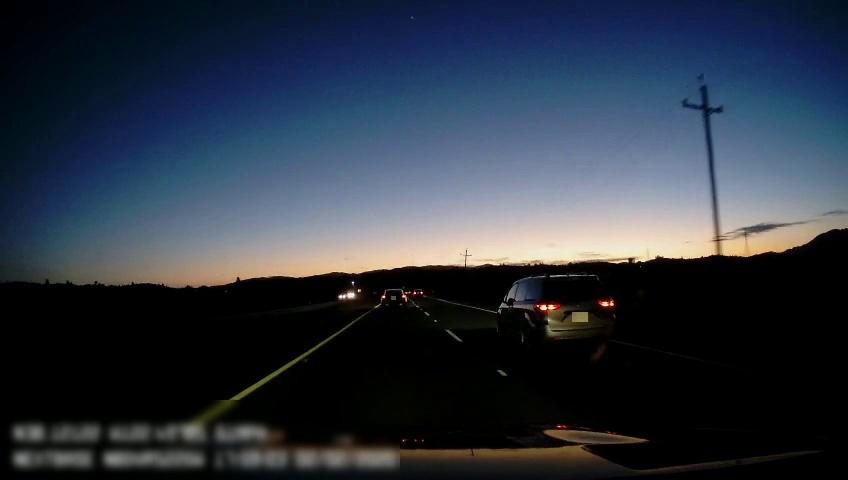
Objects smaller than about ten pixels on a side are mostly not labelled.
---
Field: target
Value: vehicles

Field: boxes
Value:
[495,274,616,357]
[412,288,425,299]
[380,288,407,308]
